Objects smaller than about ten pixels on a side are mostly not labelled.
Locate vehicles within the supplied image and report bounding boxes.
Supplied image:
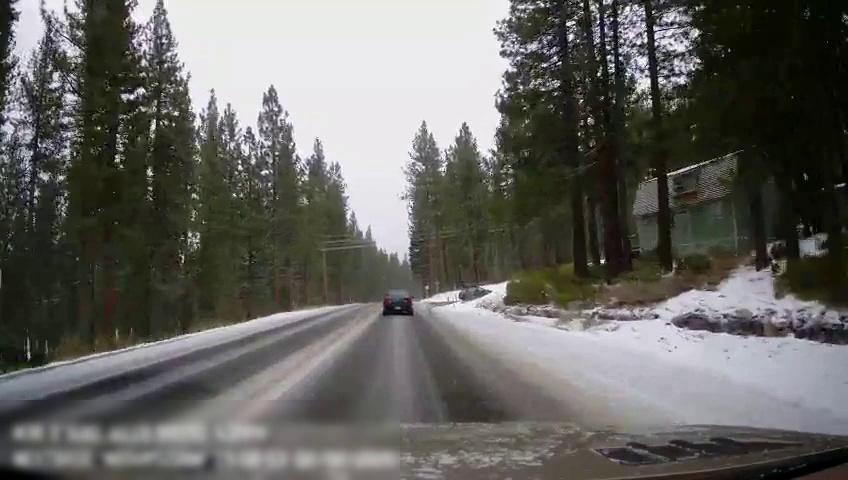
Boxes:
[458,284,493,302]
[382,289,415,316]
